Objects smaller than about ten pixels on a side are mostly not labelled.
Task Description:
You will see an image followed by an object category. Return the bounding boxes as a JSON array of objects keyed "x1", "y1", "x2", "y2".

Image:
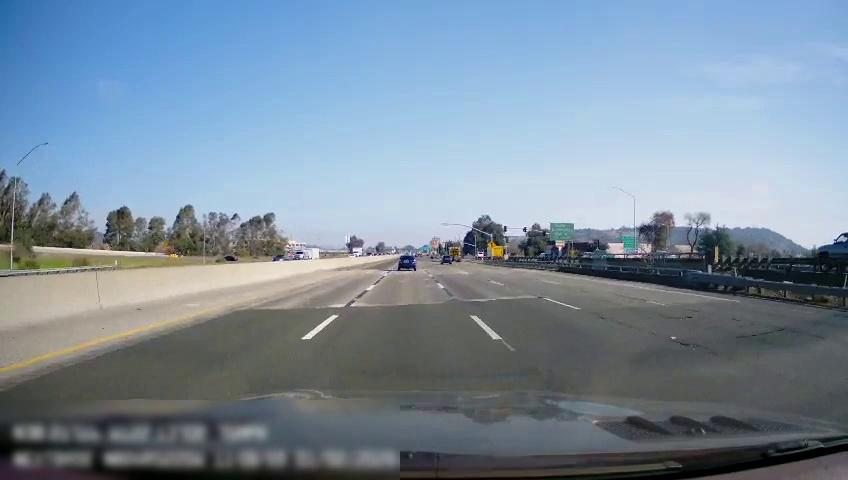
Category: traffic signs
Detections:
[
  {"x1": 487, "y1": 240, "x2": 496, "y2": 251},
  {"x1": 623, "y1": 236, "x2": 640, "y2": 251},
  {"x1": 549, "y1": 222, "x2": 576, "y2": 240}
]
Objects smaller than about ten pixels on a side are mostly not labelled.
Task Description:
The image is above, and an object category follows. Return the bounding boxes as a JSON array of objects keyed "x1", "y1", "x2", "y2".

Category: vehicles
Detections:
[
  {"x1": 442, "y1": 257, "x2": 454, "y2": 266},
  {"x1": 271, "y1": 254, "x2": 292, "y2": 263},
  {"x1": 292, "y1": 248, "x2": 320, "y2": 261},
  {"x1": 448, "y1": 247, "x2": 462, "y2": 263},
  {"x1": 814, "y1": 232, "x2": 848, "y2": 266},
  {"x1": 397, "y1": 254, "x2": 416, "y2": 270}
]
